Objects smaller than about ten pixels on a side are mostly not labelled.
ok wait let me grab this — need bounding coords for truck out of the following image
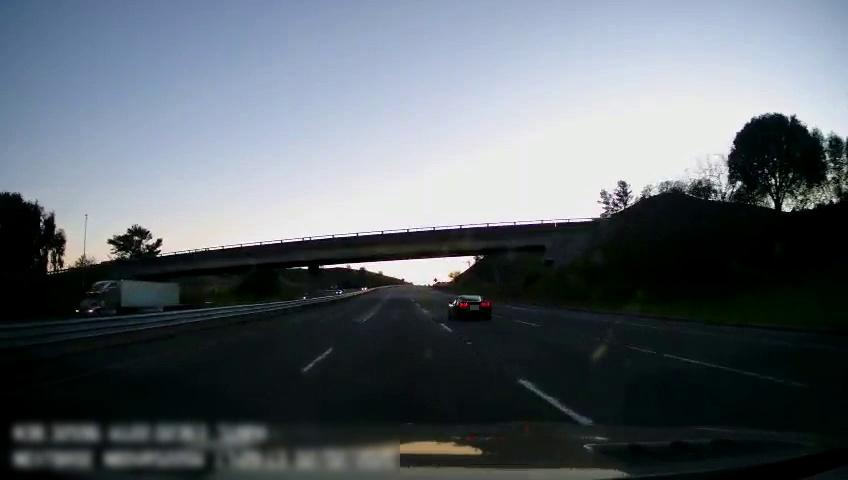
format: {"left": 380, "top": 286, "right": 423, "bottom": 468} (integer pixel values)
{"left": 73, "top": 280, "right": 182, "bottom": 316}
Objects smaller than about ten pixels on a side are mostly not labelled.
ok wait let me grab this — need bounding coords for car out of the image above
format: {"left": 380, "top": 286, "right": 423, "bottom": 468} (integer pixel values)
{"left": 447, "top": 294, "right": 493, "bottom": 323}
